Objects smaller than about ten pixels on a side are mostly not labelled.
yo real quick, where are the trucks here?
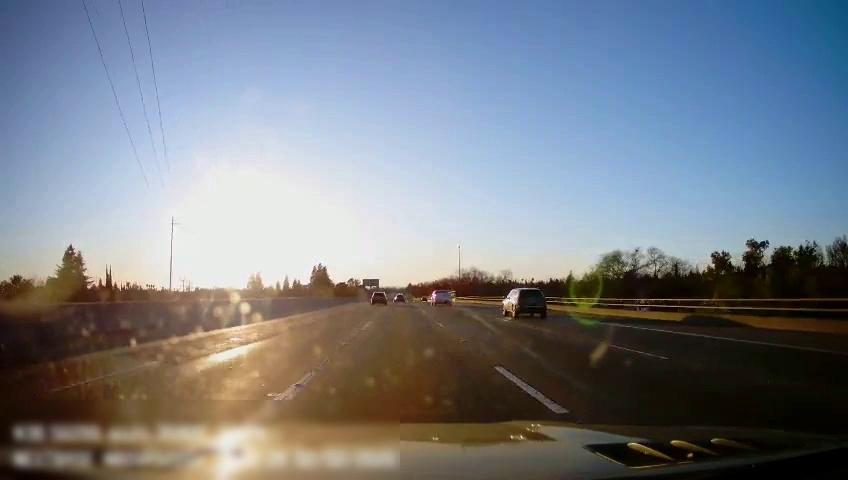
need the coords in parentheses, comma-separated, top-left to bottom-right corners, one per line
(430, 290, 452, 307)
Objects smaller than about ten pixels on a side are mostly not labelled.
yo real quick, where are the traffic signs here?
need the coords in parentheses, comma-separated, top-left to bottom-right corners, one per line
(362, 278, 380, 287)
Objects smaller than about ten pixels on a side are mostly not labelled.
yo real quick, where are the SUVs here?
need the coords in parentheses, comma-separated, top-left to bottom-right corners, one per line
(370, 291, 388, 306)
(502, 288, 548, 319)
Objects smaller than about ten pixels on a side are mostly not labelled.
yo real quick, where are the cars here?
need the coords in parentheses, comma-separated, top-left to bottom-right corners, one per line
(394, 294, 406, 303)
